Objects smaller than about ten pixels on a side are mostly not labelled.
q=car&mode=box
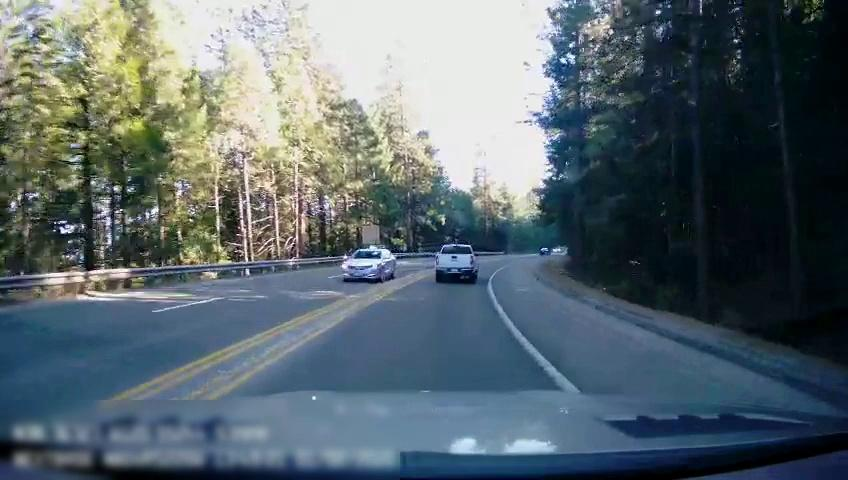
[341,248,398,284]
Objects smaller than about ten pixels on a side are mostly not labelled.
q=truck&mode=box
[435,243,479,284]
